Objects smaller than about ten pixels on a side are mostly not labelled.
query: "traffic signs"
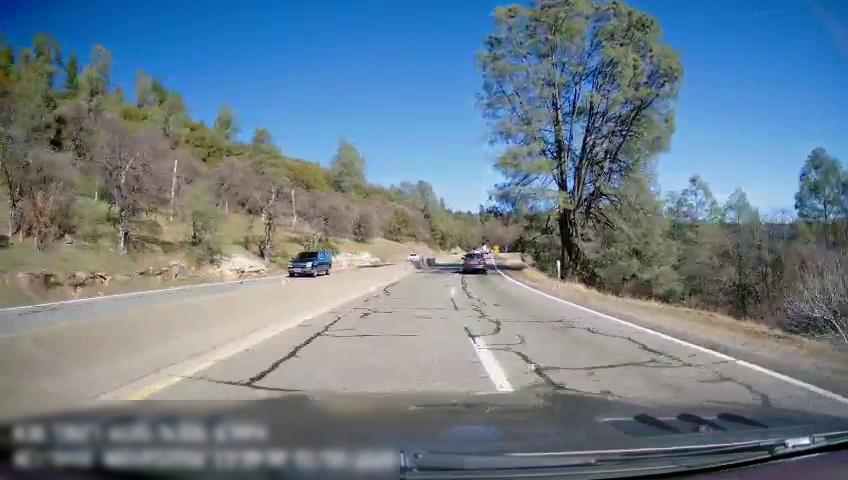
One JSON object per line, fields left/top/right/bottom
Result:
{"left": 491, "top": 243, "right": 501, "bottom": 255}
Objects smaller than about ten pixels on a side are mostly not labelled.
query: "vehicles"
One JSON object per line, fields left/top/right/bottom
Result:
{"left": 479, "top": 244, "right": 489, "bottom": 255}
{"left": 407, "top": 252, "right": 421, "bottom": 262}
{"left": 460, "top": 252, "right": 488, "bottom": 274}
{"left": 287, "top": 249, "right": 333, "bottom": 278}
